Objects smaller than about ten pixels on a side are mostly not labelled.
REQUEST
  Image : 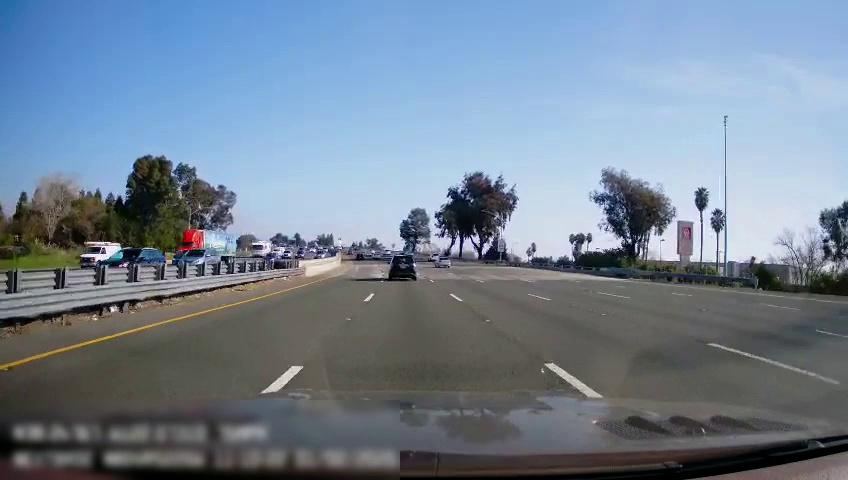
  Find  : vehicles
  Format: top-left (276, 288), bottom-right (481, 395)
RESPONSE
top-left (428, 253), bottom-right (440, 263)
top-left (177, 246), bottom-right (221, 266)
top-left (387, 253), bottom-right (417, 281)
top-left (174, 229), bottom-right (238, 265)
top-left (77, 241), bottom-right (123, 269)
top-left (251, 241), bottom-right (273, 258)
top-left (95, 246), bottom-right (166, 268)
top-left (264, 251), bottom-right (281, 261)
top-left (313, 250), bottom-right (327, 260)
top-left (294, 250), bottom-right (305, 260)
top-left (281, 250), bottom-right (294, 260)
top-left (433, 257), bottom-right (451, 269)
top-left (273, 246), bottom-right (286, 257)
